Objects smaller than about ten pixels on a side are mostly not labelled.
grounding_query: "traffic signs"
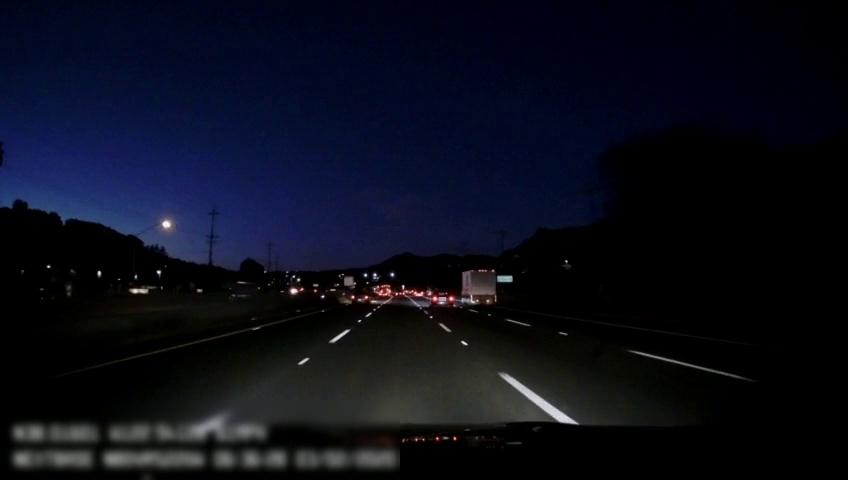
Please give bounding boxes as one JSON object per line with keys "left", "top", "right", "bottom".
{"left": 497, "top": 274, "right": 514, "bottom": 283}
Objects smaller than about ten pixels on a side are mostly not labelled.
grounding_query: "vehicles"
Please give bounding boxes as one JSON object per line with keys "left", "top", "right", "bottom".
{"left": 430, "top": 292, "right": 453, "bottom": 308}
{"left": 351, "top": 291, "right": 371, "bottom": 307}
{"left": 458, "top": 269, "right": 497, "bottom": 306}
{"left": 377, "top": 287, "right": 391, "bottom": 298}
